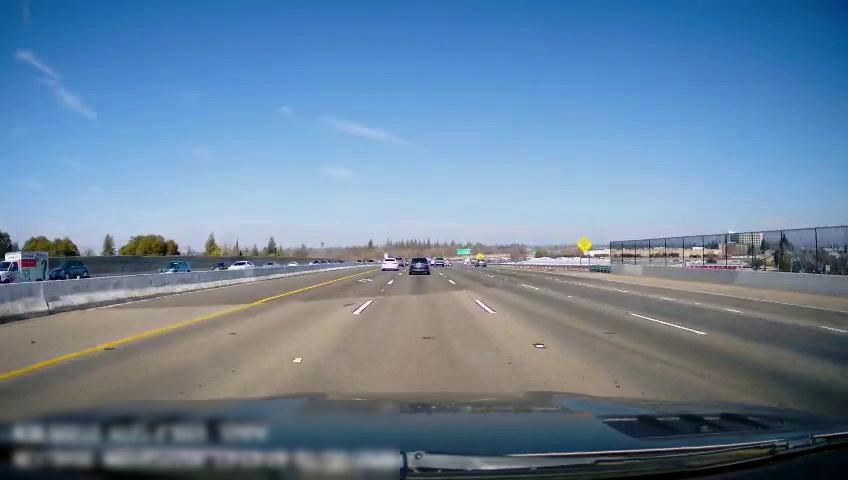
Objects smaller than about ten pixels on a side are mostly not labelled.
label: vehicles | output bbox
[474,258,487,268]
[0,250,50,284]
[408,257,431,276]
[381,257,401,272]
[434,257,445,268]
[160,260,193,273]
[207,263,232,273]
[286,261,300,267]
[393,257,405,268]
[227,260,255,271]
[49,260,89,281]
[262,261,280,269]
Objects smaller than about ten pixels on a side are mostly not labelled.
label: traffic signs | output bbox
[577,238,593,254]
[456,248,471,255]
